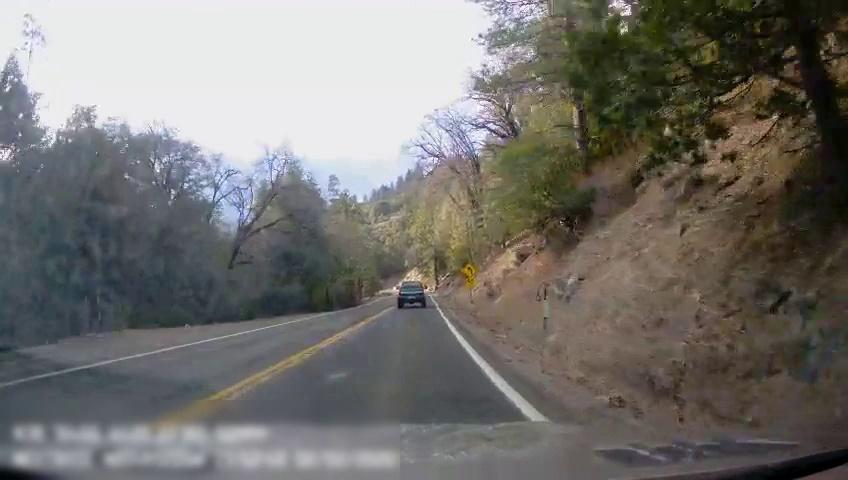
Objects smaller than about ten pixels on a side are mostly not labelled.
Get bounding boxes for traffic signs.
[461,262,477,279]
[465,278,477,290]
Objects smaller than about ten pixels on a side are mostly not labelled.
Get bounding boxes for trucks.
[397,280,426,308]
